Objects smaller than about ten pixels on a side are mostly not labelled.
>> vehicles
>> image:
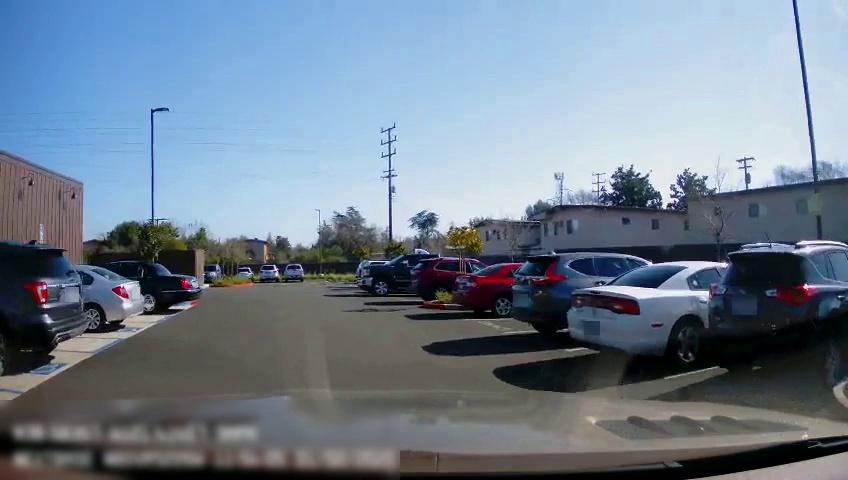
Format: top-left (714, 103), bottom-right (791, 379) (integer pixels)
top-left (85, 256), bottom-right (202, 313)
top-left (365, 254), bottom-right (440, 297)
top-left (285, 264), bottom-right (304, 283)
top-left (358, 261), bottom-right (392, 285)
top-left (567, 260), bottom-right (728, 368)
top-left (72, 264), bottom-right (145, 332)
top-left (0, 239), bottom-right (91, 375)
top-left (707, 241), bottom-right (848, 385)
top-left (510, 252), bottom-right (654, 338)
top-left (237, 267), bottom-right (254, 279)
top-left (203, 263), bottom-right (223, 284)
top-left (259, 265), bottom-right (279, 283)
top-left (451, 262), bottom-right (523, 317)
top-left (407, 258), bottom-right (488, 302)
